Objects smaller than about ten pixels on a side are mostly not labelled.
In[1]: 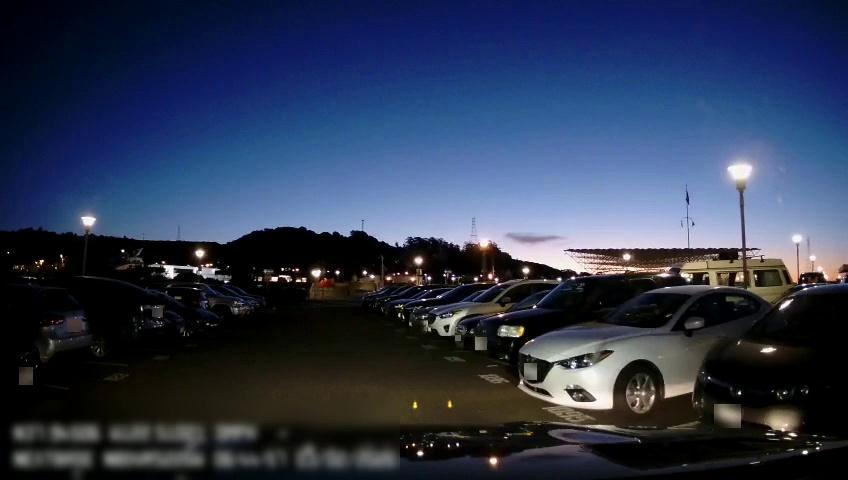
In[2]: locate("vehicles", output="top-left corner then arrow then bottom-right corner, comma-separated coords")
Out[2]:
208,284 -> 262,316
409,290 -> 486,332
515,284 -> 774,425
691,283 -> 848,438
142,287 -> 221,339
427,280 -> 561,339
396,283 -> 498,322
472,273 -> 661,370
44,275 -> 166,357
149,286 -> 210,316
0,330 -> 39,388
797,271 -> 826,290
453,290 -> 552,348
0,282 -> 93,369
166,281 -> 252,322
668,258 -> 799,307
224,283 -> 266,311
